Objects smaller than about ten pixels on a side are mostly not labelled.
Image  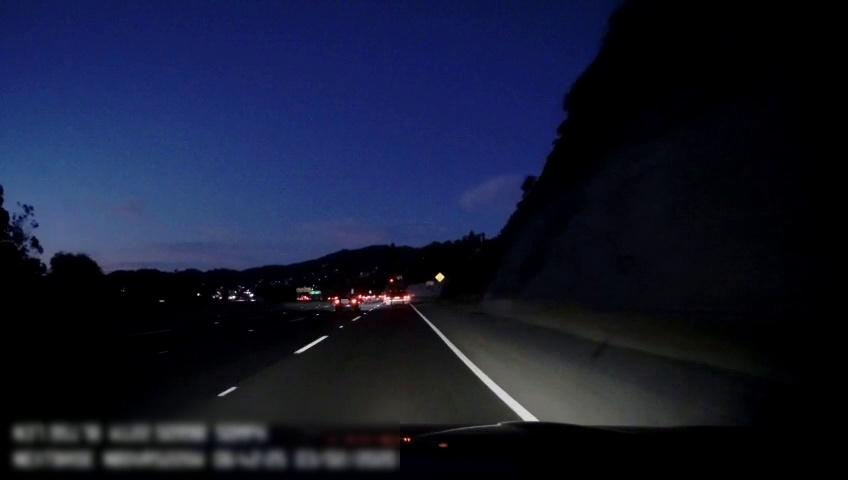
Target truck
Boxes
[384,274,411,308]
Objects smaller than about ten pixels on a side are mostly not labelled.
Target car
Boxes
[334,293,363,315]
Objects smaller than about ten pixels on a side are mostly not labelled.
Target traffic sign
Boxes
[433,272,446,283]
